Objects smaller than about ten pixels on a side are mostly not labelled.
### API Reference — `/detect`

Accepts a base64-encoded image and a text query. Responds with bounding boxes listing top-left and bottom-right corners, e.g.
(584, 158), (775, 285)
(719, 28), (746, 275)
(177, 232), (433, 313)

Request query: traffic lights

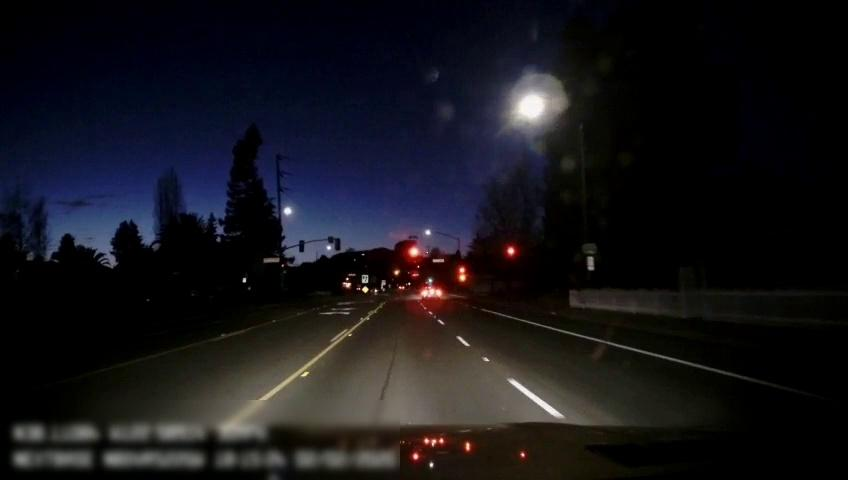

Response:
(410, 248), (417, 262)
(334, 238), (341, 251)
(299, 240), (305, 252)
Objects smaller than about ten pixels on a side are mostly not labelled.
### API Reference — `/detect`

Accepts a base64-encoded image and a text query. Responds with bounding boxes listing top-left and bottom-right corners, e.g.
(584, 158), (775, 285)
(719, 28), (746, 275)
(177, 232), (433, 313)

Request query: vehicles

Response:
(421, 286), (443, 300)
